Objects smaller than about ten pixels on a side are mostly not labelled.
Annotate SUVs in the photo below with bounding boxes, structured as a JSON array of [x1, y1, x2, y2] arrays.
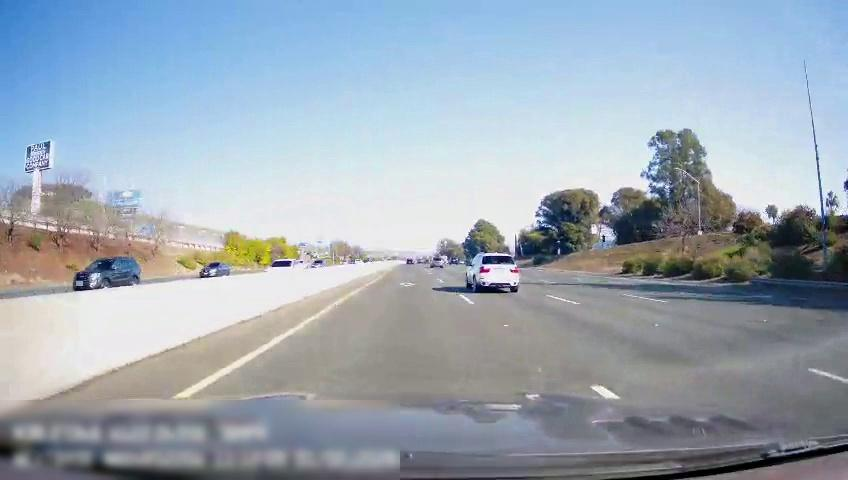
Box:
[[430, 258, 443, 269], [464, 253, 520, 293], [73, 256, 141, 290]]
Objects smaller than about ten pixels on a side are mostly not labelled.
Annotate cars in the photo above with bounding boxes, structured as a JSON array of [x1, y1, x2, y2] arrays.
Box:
[[263, 259, 305, 271], [311, 260, 326, 268], [199, 262, 231, 279]]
